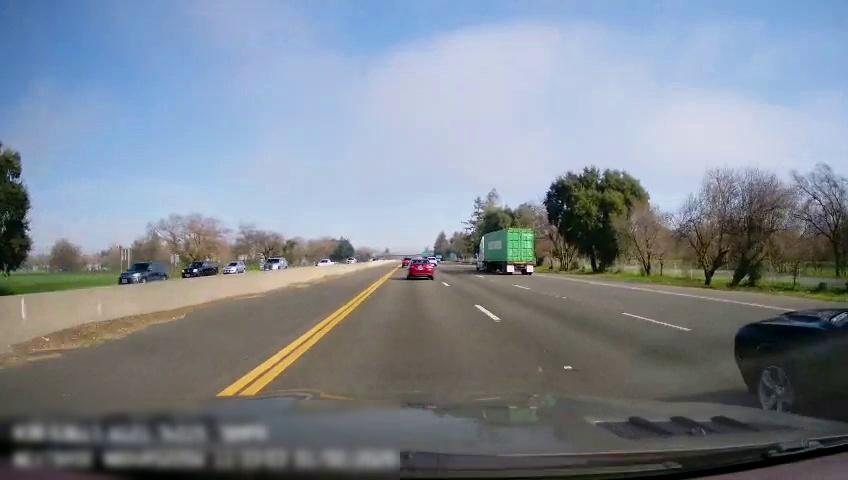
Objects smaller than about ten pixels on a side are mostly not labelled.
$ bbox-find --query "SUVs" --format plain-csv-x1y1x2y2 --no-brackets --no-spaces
181,260,219,279
262,256,289,271
118,259,171,285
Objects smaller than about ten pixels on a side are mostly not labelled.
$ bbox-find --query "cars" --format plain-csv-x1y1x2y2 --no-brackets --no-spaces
406,259,434,280
223,261,248,275
732,307,848,425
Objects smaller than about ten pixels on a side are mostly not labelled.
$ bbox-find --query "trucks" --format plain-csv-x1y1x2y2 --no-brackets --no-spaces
316,258,336,267
476,228,535,276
